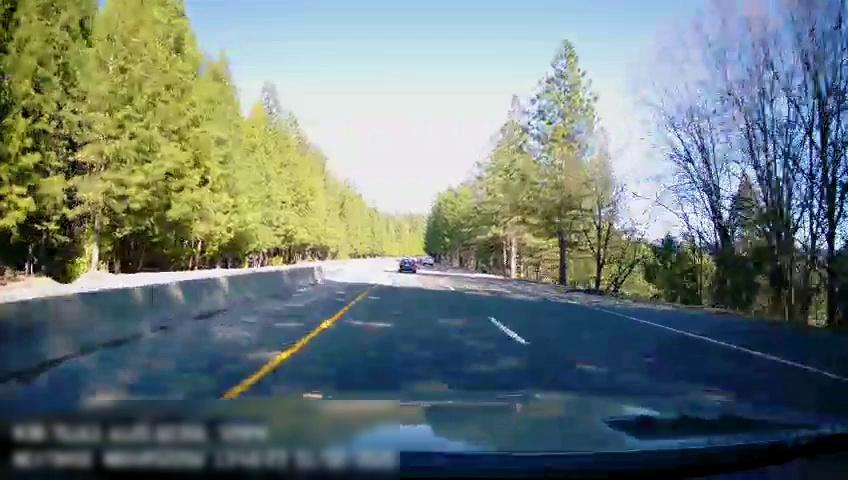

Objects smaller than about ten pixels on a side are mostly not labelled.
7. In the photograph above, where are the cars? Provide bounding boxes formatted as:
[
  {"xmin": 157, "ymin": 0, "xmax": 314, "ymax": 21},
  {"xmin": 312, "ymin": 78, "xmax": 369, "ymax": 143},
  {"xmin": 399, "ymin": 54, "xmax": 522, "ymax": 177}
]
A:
[
  {"xmin": 398, "ymin": 259, "xmax": 416, "ymax": 274},
  {"xmin": 422, "ymin": 256, "xmax": 434, "ymax": 266}
]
